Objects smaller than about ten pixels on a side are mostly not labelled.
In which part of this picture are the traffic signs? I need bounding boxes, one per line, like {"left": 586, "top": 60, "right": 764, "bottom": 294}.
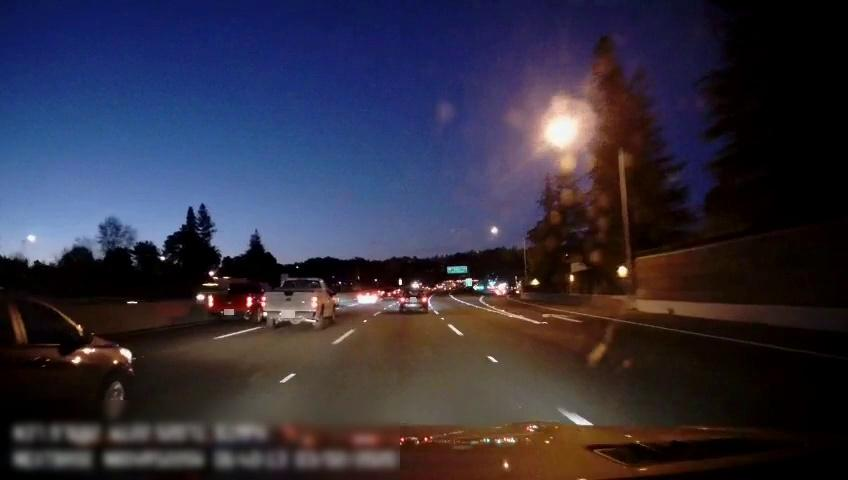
{"left": 447, "top": 266, "right": 467, "bottom": 274}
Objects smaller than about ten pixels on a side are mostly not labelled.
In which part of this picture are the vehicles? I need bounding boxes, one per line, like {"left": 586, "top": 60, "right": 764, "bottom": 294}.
{"left": 208, "top": 282, "right": 275, "bottom": 325}
{"left": 261, "top": 277, "right": 337, "bottom": 330}
{"left": 383, "top": 287, "right": 399, "bottom": 299}
{"left": 358, "top": 290, "right": 380, "bottom": 305}
{"left": 0, "top": 289, "right": 135, "bottom": 437}
{"left": 196, "top": 276, "right": 249, "bottom": 301}
{"left": 399, "top": 289, "right": 428, "bottom": 313}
